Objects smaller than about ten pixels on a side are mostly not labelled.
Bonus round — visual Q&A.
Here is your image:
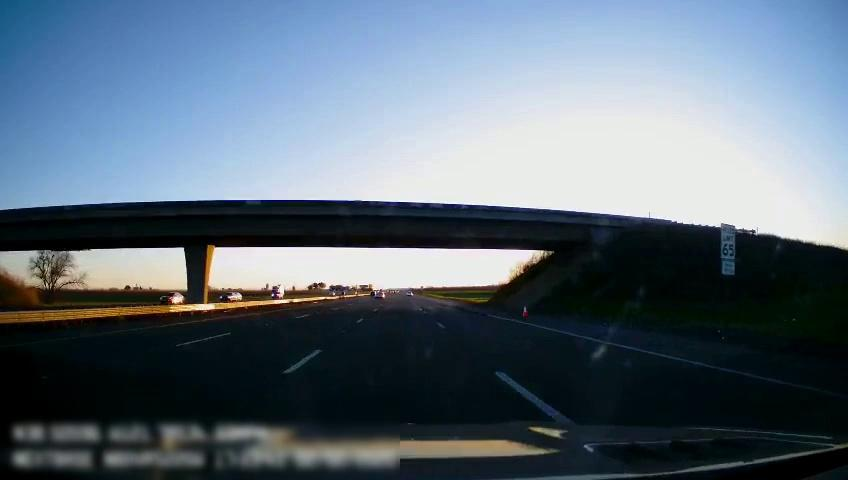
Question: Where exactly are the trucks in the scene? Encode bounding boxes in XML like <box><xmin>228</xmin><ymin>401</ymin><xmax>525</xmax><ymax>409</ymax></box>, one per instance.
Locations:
<box><xmin>271</xmin><ymin>287</ymin><xmax>284</xmax><ymax>296</ymax></box>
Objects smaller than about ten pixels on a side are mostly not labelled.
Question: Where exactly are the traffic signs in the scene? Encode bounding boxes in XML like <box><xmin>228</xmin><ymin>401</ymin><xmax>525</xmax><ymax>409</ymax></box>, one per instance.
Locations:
<box><xmin>720</xmin><ymin>223</ymin><xmax>736</xmax><ymax>275</ymax></box>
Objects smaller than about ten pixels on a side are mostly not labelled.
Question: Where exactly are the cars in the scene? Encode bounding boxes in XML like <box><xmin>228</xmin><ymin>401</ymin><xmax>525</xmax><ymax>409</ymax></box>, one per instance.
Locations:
<box><xmin>374</xmin><ymin>291</ymin><xmax>385</xmax><ymax>299</ymax></box>
<box><xmin>219</xmin><ymin>292</ymin><xmax>238</xmax><ymax>302</ymax></box>
<box><xmin>160</xmin><ymin>292</ymin><xmax>184</xmax><ymax>305</ymax></box>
